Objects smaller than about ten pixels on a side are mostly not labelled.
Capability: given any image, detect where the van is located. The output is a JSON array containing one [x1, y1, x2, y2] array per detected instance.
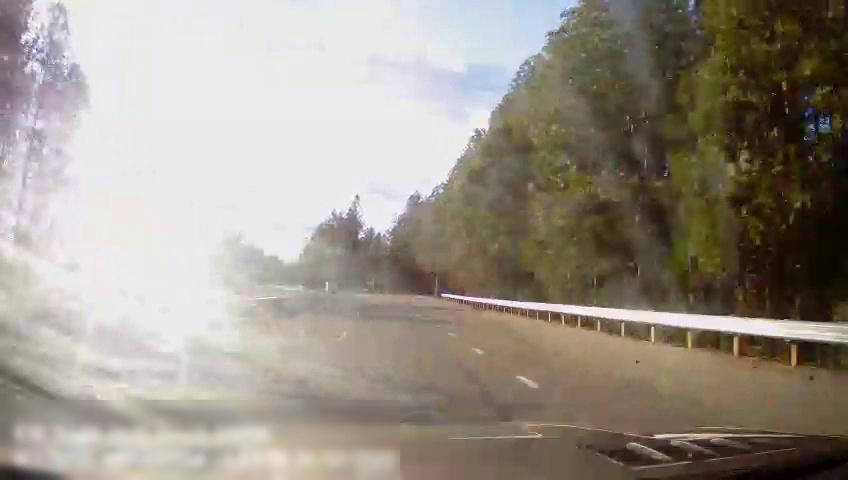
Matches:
[[324, 279, 341, 294]]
